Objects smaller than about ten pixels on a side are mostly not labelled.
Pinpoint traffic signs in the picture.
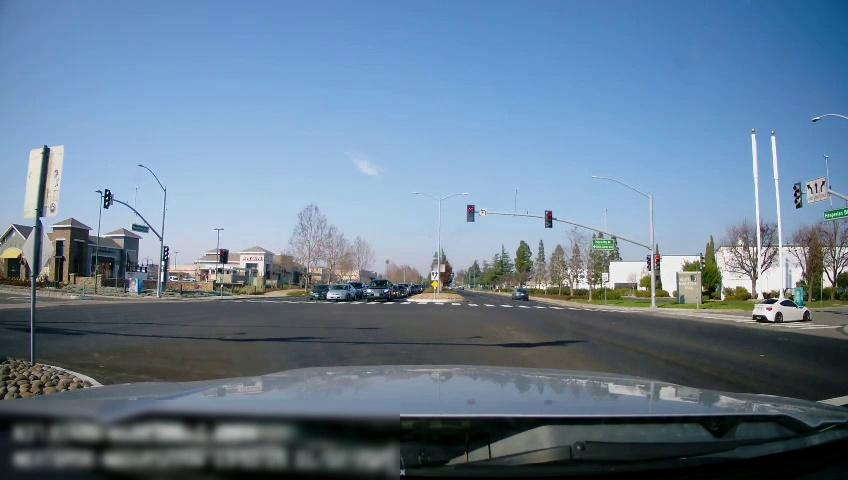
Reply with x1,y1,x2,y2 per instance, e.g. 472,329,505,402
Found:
431,270,440,281
592,239,614,251
823,206,848,221
807,177,827,203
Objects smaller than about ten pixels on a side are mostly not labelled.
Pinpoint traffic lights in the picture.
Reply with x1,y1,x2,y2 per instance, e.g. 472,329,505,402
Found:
466,204,475,223
103,189,111,210
544,210,553,228
163,248,170,263
219,250,224,264
792,183,804,209
224,251,229,265
653,254,660,271
646,255,652,271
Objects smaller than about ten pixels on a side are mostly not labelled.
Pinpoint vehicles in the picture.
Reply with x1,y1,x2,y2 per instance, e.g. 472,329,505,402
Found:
393,283,406,301
367,281,396,303
352,283,367,300
751,297,812,324
510,287,529,302
329,284,359,301
310,285,332,302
